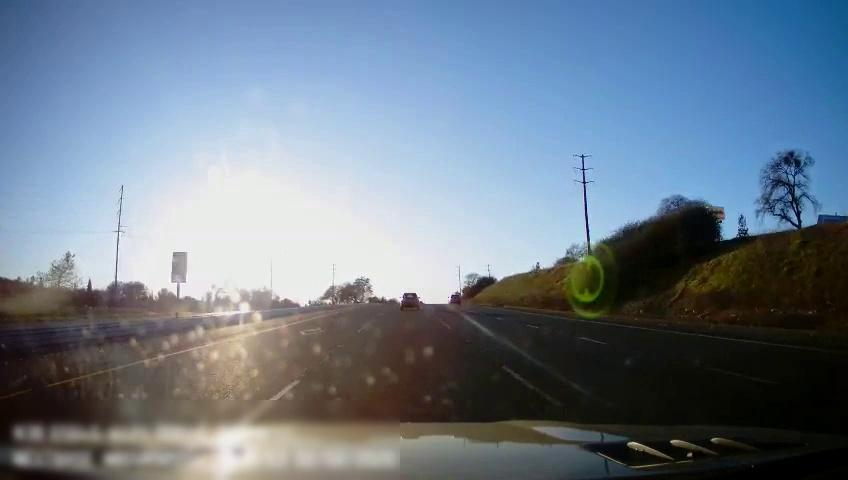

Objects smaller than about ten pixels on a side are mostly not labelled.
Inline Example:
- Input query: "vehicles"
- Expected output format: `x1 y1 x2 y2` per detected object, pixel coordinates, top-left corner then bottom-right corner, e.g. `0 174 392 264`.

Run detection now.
399 292 421 311
448 294 461 305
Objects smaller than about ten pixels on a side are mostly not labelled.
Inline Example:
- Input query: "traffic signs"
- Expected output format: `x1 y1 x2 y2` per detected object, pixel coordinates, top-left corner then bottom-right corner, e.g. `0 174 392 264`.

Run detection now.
171 251 188 284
